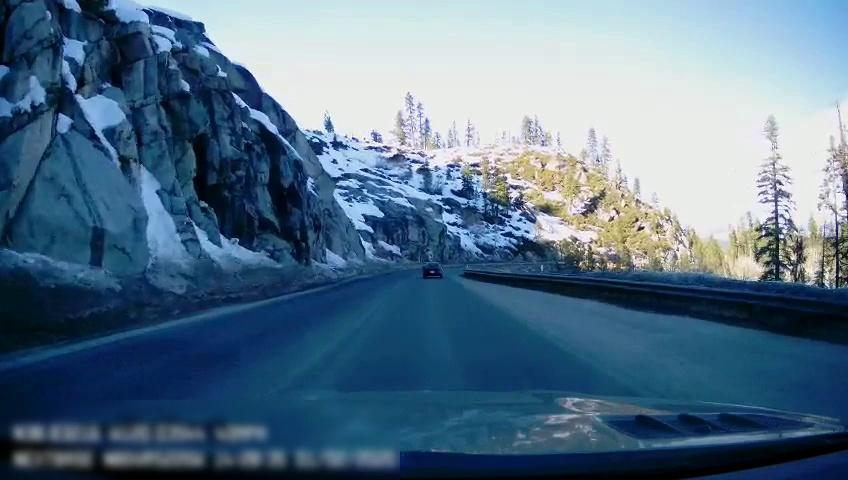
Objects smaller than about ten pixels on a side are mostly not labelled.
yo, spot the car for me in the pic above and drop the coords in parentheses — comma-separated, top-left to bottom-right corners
(421, 262, 443, 279)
